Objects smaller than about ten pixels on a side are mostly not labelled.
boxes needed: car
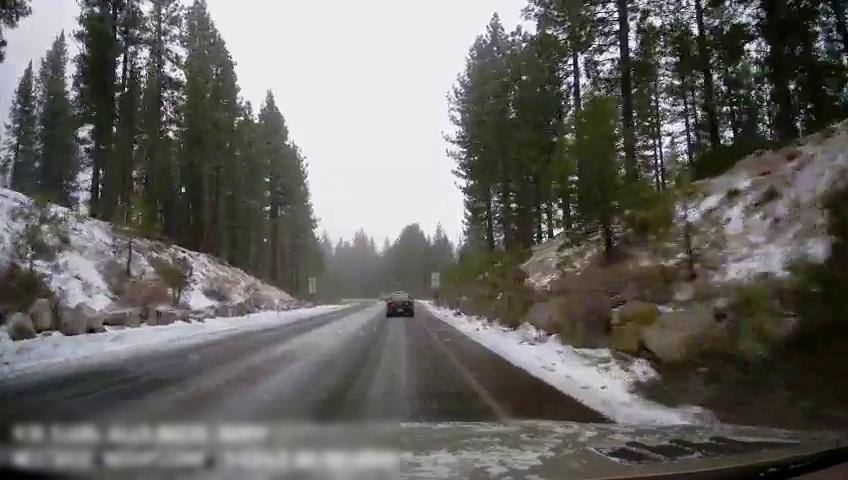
[385,293,414,318]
